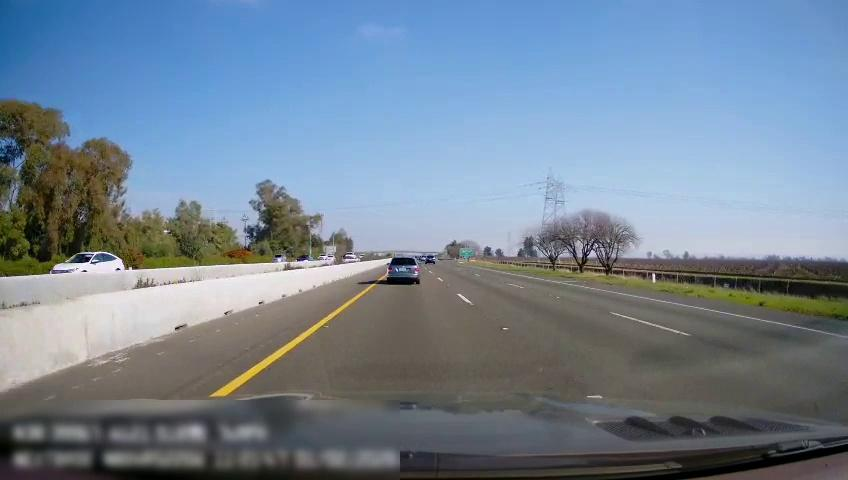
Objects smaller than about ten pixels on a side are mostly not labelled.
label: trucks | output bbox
[344,251,357,260]
[316,253,329,261]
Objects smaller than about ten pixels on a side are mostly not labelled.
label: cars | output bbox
[323,254,337,261]
[424,254,436,265]
[49,251,125,274]
[295,254,315,263]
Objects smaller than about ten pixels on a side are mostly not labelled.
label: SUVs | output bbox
[271,253,287,264]
[385,257,420,285]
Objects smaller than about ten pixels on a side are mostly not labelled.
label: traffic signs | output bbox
[459,247,475,257]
